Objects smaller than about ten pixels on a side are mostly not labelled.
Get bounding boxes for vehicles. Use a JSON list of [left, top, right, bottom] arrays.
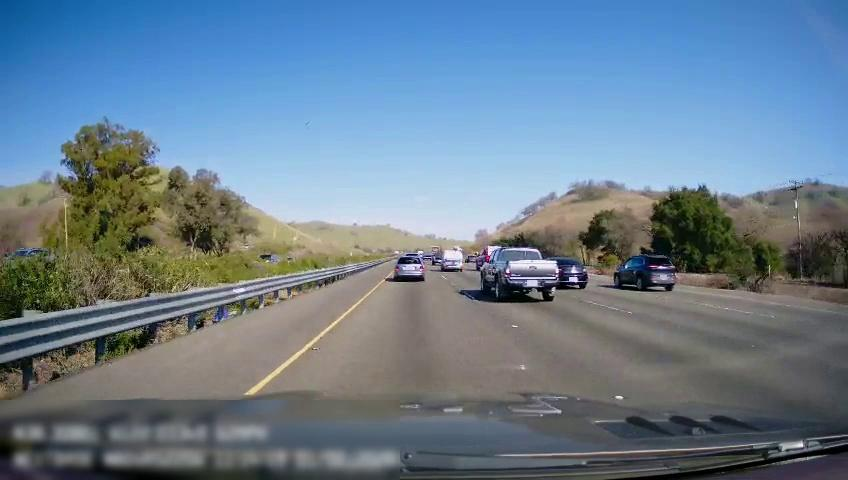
[[440, 245, 465, 272], [431, 254, 443, 266], [14, 247, 49, 257], [613, 254, 676, 292], [542, 256, 590, 290], [405, 253, 419, 257], [479, 246, 560, 303], [422, 252, 433, 261], [257, 253, 282, 264], [394, 255, 426, 282], [466, 255, 478, 264], [474, 245, 502, 271]]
